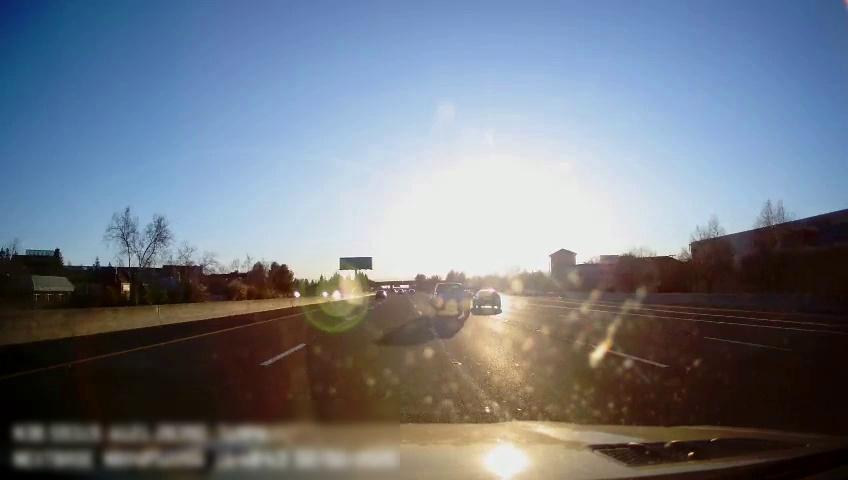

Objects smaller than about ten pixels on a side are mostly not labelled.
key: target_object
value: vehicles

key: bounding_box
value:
[429,283,471,313]
[472,289,502,310]
[374,290,387,301]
